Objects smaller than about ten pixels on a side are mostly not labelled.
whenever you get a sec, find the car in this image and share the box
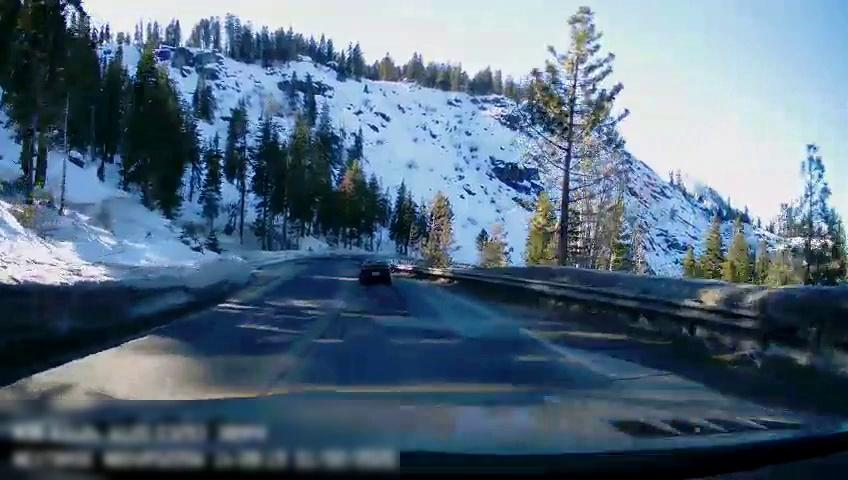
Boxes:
[358,263,392,288]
